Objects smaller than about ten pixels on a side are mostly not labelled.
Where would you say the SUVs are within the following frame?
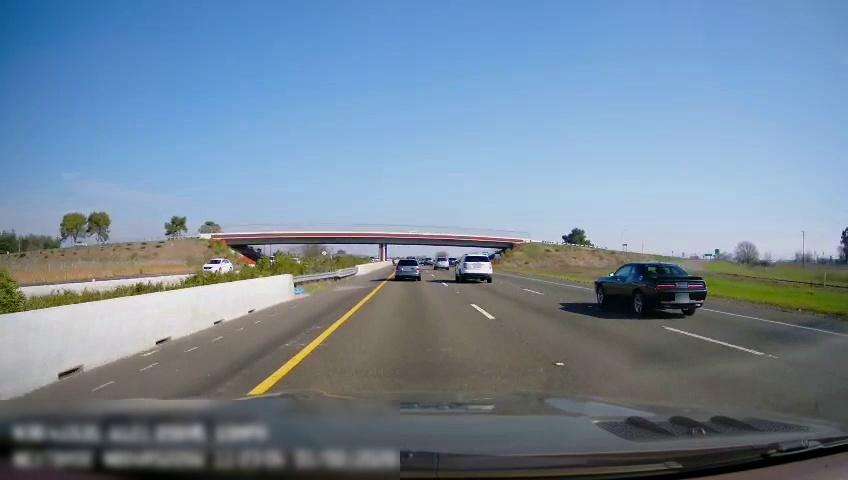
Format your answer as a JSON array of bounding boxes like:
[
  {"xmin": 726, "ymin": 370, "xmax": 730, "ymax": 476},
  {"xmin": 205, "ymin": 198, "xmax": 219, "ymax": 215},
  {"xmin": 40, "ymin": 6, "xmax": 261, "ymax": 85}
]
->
[
  {"xmin": 455, "ymin": 254, "xmax": 493, "ymax": 284},
  {"xmin": 433, "ymin": 256, "xmax": 450, "ymax": 271}
]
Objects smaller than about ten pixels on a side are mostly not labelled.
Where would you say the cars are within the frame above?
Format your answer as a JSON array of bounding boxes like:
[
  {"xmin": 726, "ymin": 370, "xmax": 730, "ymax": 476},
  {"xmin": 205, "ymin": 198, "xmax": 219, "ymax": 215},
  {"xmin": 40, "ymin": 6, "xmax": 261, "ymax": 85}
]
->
[
  {"xmin": 394, "ymin": 258, "xmax": 422, "ymax": 282},
  {"xmin": 593, "ymin": 260, "xmax": 708, "ymax": 319},
  {"xmin": 201, "ymin": 258, "xmax": 234, "ymax": 273}
]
